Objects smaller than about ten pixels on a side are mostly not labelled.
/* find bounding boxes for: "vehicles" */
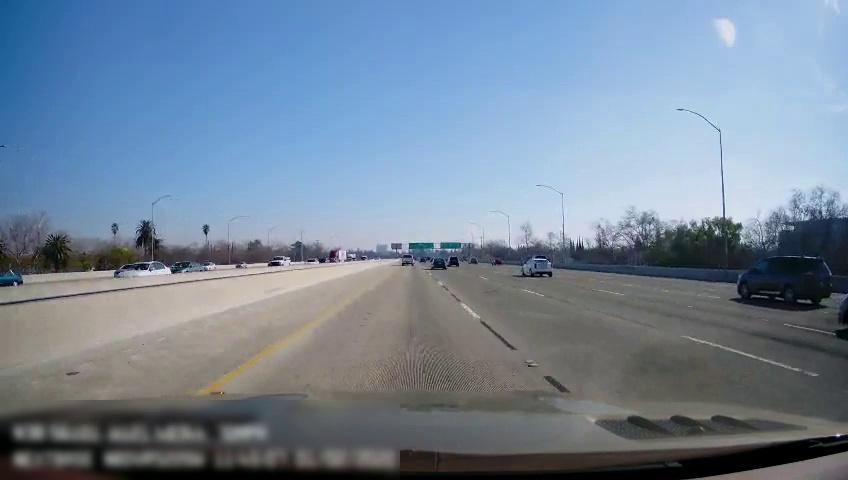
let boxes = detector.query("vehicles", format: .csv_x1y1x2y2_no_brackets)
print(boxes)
169,260,204,275
399,253,416,267
345,253,357,262
521,257,553,278
304,257,320,265
116,260,172,278
316,257,329,264
327,247,347,264
837,296,848,326
236,261,249,269
0,262,24,288
447,256,460,267
113,263,136,278
468,257,479,265
268,255,293,267
735,255,834,307
198,261,216,272
430,257,447,271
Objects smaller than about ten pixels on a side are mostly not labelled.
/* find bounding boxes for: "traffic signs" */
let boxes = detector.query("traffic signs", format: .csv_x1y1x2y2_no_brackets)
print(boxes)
408,242,434,250
439,242,462,250
390,242,403,250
